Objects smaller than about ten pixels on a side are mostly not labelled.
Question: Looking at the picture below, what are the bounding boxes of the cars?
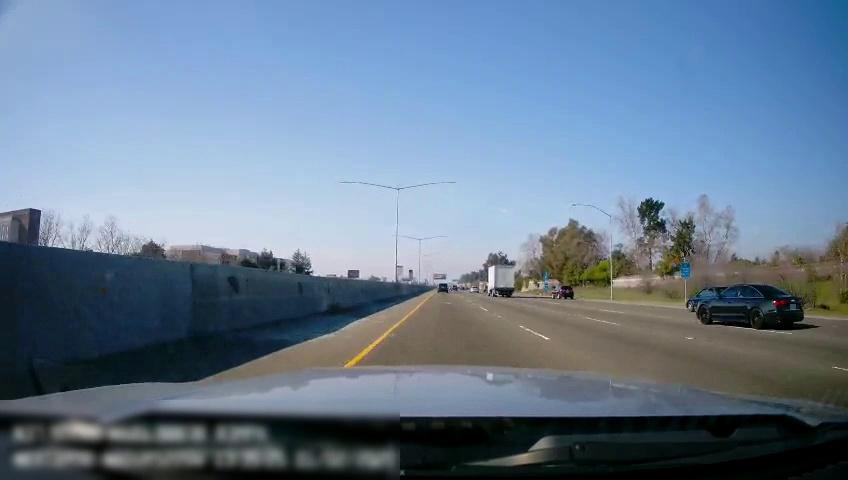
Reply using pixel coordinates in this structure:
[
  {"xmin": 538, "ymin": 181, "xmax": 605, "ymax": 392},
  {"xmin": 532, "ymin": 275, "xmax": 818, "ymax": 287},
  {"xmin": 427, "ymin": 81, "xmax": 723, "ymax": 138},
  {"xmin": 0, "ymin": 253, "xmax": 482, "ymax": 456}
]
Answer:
[
  {"xmin": 686, "ymin": 287, "xmax": 729, "ymax": 312},
  {"xmin": 695, "ymin": 284, "xmax": 805, "ymax": 330}
]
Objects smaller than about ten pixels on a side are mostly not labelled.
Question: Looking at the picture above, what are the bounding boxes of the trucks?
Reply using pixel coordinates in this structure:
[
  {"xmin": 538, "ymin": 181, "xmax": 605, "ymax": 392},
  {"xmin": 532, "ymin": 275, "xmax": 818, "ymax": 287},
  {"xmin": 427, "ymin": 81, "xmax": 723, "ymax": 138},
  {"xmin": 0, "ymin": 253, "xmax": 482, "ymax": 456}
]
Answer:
[{"xmin": 487, "ymin": 265, "xmax": 515, "ymax": 297}]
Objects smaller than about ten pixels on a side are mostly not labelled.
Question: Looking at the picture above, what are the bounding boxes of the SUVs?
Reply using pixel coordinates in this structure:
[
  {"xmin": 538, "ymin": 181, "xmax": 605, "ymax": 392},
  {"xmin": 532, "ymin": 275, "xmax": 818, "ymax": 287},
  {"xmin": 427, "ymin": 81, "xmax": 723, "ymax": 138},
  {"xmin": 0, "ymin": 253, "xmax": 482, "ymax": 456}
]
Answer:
[
  {"xmin": 552, "ymin": 285, "xmax": 574, "ymax": 299},
  {"xmin": 437, "ymin": 283, "xmax": 449, "ymax": 293}
]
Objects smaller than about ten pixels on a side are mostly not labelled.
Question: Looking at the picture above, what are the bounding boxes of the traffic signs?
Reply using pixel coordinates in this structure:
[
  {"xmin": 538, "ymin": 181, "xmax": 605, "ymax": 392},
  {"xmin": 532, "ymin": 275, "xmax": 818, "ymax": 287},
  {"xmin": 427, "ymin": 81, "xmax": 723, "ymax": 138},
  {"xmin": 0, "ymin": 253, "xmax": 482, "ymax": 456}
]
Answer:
[
  {"xmin": 434, "ymin": 273, "xmax": 447, "ymax": 280},
  {"xmin": 408, "ymin": 270, "xmax": 413, "ymax": 281},
  {"xmin": 680, "ymin": 263, "xmax": 691, "ymax": 280}
]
